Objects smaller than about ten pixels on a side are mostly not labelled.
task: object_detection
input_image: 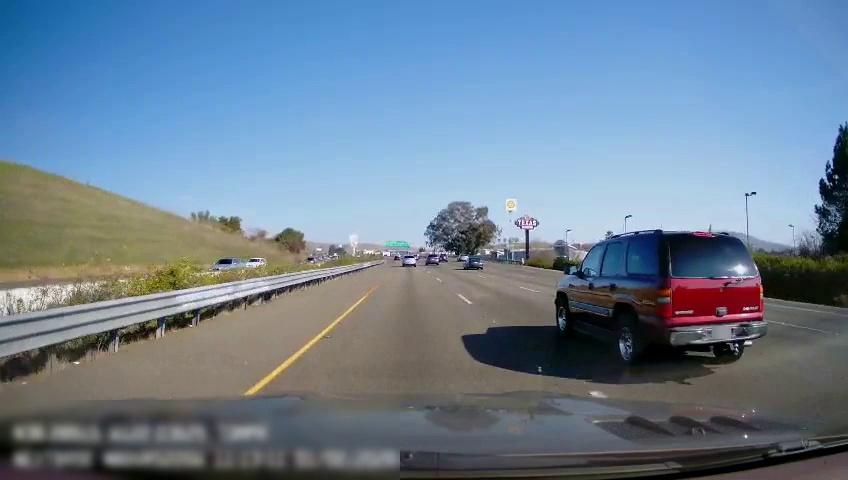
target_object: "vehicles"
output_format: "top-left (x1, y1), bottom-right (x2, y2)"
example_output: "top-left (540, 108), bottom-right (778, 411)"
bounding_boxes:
top-left (463, 256), bottom-right (483, 271)
top-left (554, 232), bottom-right (768, 365)
top-left (457, 253), bottom-right (469, 262)
top-left (401, 253), bottom-right (417, 268)
top-left (245, 257), bottom-right (265, 268)
top-left (213, 258), bottom-right (241, 271)
top-left (438, 253), bottom-right (449, 262)
top-left (425, 254), bottom-right (440, 266)
top-left (304, 257), bottom-right (317, 265)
